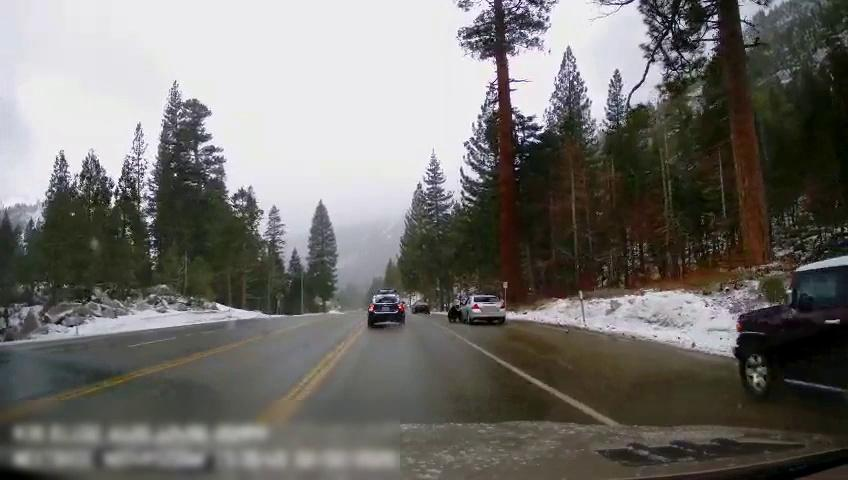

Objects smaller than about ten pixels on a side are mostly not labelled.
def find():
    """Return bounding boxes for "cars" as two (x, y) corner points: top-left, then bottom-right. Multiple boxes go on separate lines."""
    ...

(459, 294), (506, 325)
(411, 299), (431, 315)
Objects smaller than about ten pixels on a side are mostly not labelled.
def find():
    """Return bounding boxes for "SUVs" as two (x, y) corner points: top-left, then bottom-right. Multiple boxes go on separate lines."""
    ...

(367, 289), (406, 328)
(730, 254), (848, 403)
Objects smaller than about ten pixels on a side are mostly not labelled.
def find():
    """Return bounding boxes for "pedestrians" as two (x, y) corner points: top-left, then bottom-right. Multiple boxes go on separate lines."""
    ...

(447, 304), (461, 324)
